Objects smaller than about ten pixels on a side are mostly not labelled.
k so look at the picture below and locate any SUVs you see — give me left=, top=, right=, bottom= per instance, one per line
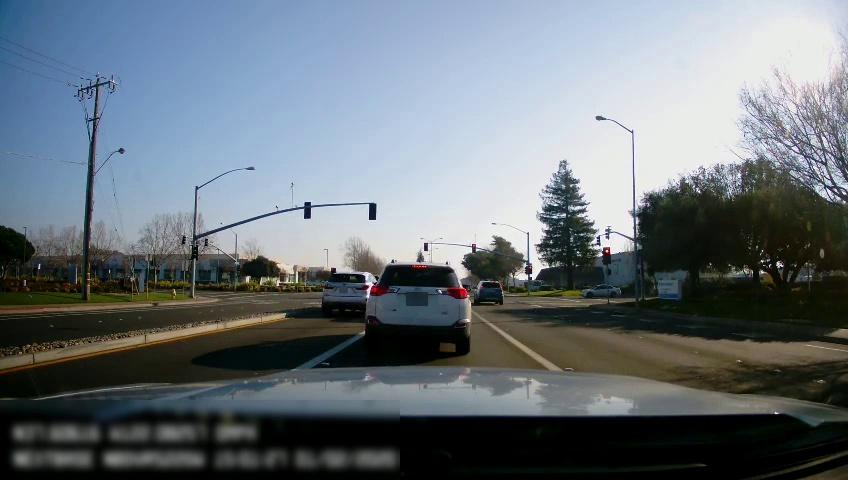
left=472, top=280, right=504, bottom=305
left=363, top=259, right=473, bottom=357
left=321, top=271, right=375, bottom=314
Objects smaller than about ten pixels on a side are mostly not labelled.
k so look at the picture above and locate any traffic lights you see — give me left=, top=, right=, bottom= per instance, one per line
left=601, top=246, right=612, bottom=265
left=368, top=201, right=377, bottom=221
left=604, top=226, right=611, bottom=241
left=304, top=201, right=312, bottom=220
left=193, top=245, right=199, bottom=261
left=595, top=233, right=602, bottom=248
left=527, top=264, right=533, bottom=275
left=471, top=243, right=477, bottom=254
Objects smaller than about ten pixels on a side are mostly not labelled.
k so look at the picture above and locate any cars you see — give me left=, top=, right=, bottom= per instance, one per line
left=579, top=283, right=622, bottom=300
